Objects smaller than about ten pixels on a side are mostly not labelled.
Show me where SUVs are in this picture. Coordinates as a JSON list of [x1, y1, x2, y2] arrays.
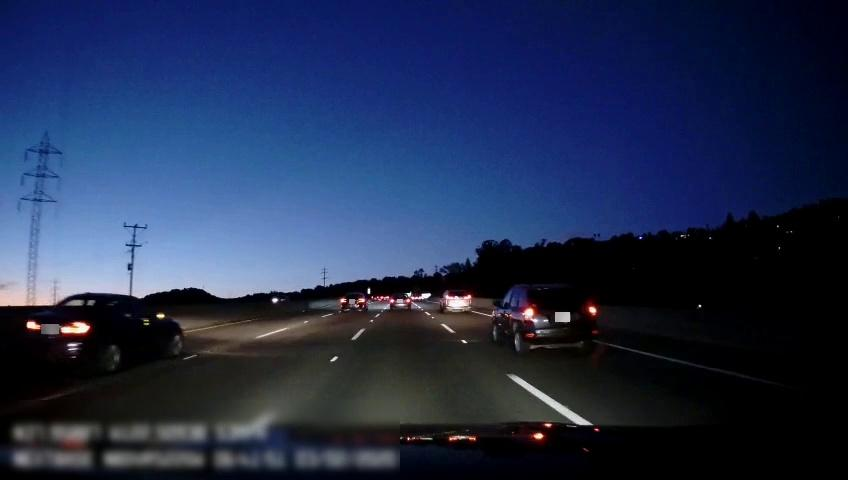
[[491, 283, 598, 357], [439, 289, 473, 314]]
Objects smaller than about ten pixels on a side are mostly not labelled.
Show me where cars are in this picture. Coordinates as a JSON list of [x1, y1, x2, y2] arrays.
[[25, 293, 185, 376], [388, 292, 412, 312], [340, 291, 370, 315]]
